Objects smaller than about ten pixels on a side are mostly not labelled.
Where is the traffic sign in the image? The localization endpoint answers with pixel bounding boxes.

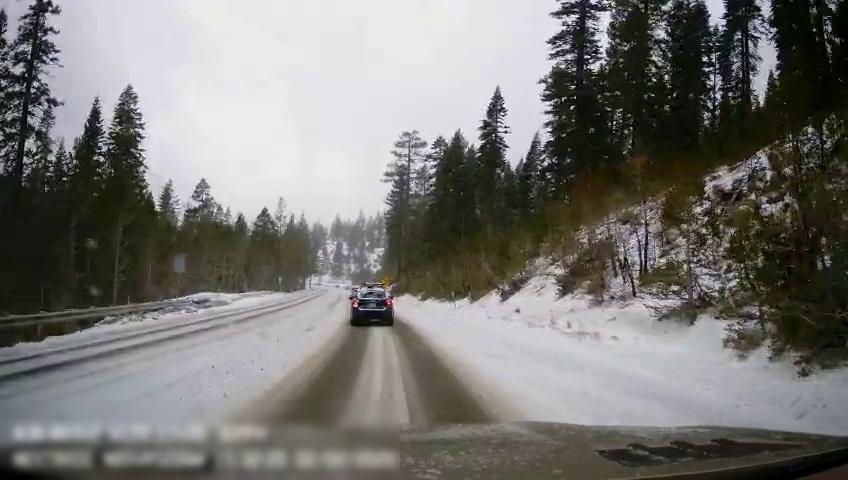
[172,252,186,273]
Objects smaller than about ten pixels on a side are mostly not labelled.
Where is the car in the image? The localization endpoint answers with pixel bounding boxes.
[349,281,394,327]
